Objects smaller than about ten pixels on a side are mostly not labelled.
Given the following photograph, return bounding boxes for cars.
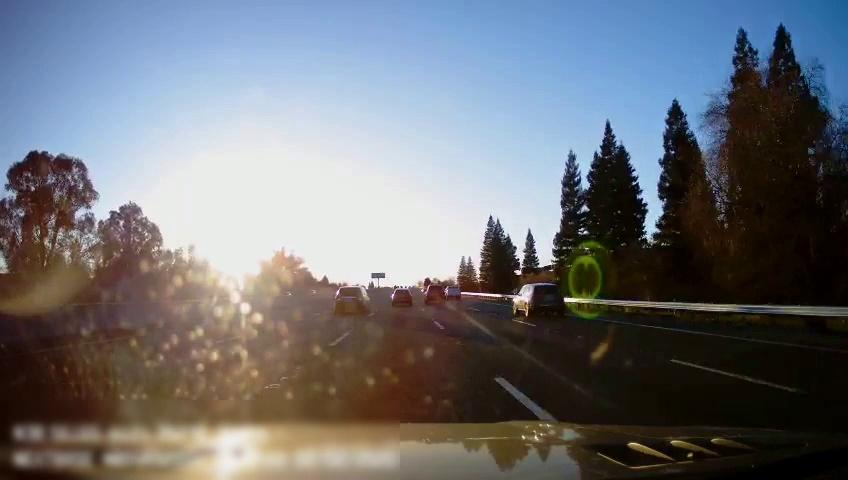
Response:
[390,287,413,307]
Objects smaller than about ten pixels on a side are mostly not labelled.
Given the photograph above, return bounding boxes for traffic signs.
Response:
[371,272,386,279]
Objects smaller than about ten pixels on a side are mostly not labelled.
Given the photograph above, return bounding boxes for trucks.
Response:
[443,285,461,300]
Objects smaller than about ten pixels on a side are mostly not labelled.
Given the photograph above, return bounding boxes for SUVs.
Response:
[511,282,565,320]
[333,285,371,315]
[423,284,445,305]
